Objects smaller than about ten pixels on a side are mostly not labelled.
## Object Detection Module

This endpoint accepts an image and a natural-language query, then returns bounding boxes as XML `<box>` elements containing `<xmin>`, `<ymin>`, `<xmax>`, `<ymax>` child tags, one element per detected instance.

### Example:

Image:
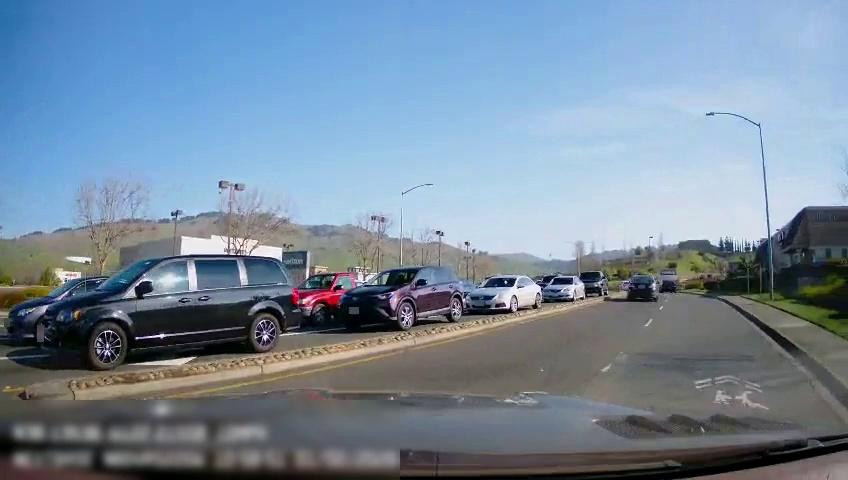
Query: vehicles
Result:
<box><xmin>44</xmin><ymin>252</ymin><xmax>301</xmax><ymax>371</ymax></box>
<box><xmin>5</xmin><ymin>275</ymin><xmax>114</xmax><ymax>346</ymax></box>
<box><xmin>289</xmin><ymin>270</ymin><xmax>358</xmax><ymax>323</ymax></box>
<box><xmin>337</xmin><ymin>265</ymin><xmax>466</xmax><ymax>332</ymax></box>
<box><xmin>539</xmin><ymin>274</ymin><xmax>586</xmax><ymax>302</ymax></box>
<box><xmin>463</xmin><ymin>275</ymin><xmax>545</xmax><ymax>314</ymax></box>
<box><xmin>626</xmin><ymin>273</ymin><xmax>661</xmax><ymax>303</ymax></box>
<box><xmin>538</xmin><ymin>274</ymin><xmax>561</xmax><ymax>289</ymax></box>
<box><xmin>660</xmin><ymin>279</ymin><xmax>678</xmax><ymax>294</ymax></box>
<box><xmin>577</xmin><ymin>270</ymin><xmax>610</xmax><ymax>297</ymax></box>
